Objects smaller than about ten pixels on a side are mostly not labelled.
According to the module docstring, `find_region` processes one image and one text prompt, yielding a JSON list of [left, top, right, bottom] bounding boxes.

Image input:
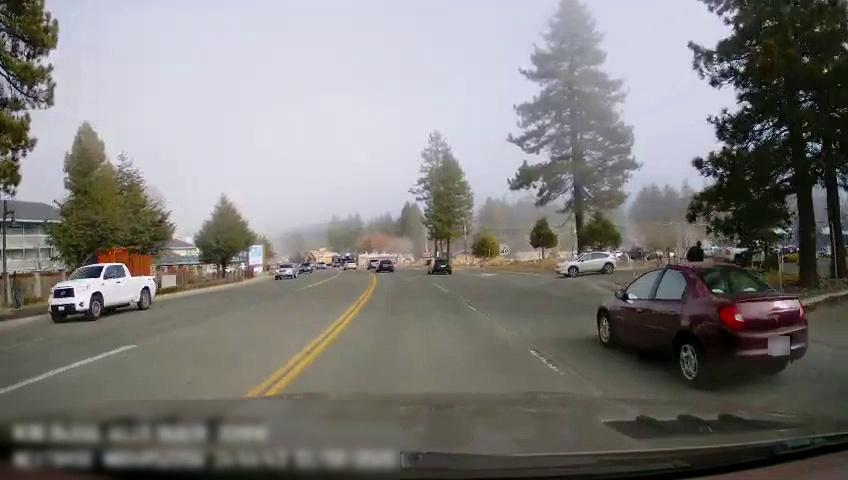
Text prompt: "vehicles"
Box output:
[[554, 252, 617, 277], [376, 259, 395, 273], [298, 261, 313, 273], [342, 259, 357, 271], [49, 263, 157, 324], [273, 262, 296, 280], [593, 260, 810, 387], [427, 258, 452, 277], [368, 258, 382, 271]]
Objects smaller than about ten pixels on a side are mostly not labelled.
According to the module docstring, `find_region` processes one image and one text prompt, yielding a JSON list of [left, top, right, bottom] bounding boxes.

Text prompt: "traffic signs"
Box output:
[[500, 244, 512, 257]]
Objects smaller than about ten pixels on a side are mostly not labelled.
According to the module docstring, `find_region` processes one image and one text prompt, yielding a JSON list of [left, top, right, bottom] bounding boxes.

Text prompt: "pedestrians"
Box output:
[[687, 240, 704, 263]]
